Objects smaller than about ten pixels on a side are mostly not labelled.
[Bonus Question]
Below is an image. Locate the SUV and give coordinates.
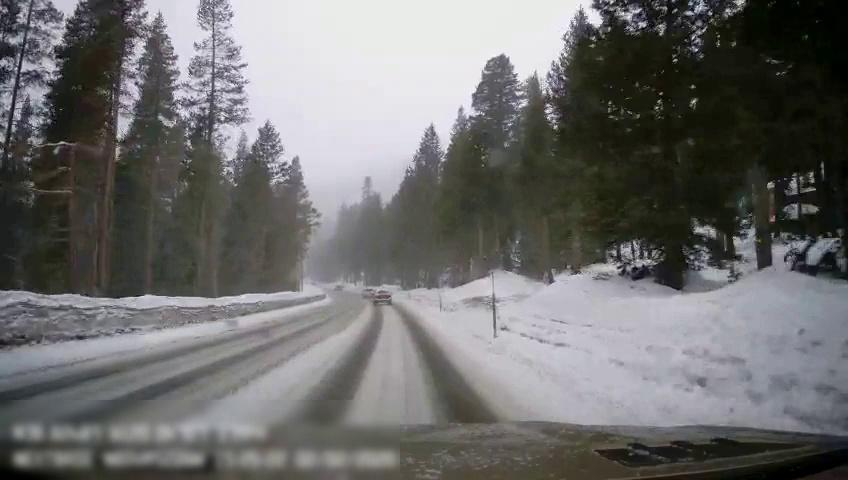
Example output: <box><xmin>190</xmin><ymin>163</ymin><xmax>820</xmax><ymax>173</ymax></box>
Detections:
<box><xmin>372</xmin><ymin>289</ymin><xmax>393</xmax><ymax>306</ymax></box>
